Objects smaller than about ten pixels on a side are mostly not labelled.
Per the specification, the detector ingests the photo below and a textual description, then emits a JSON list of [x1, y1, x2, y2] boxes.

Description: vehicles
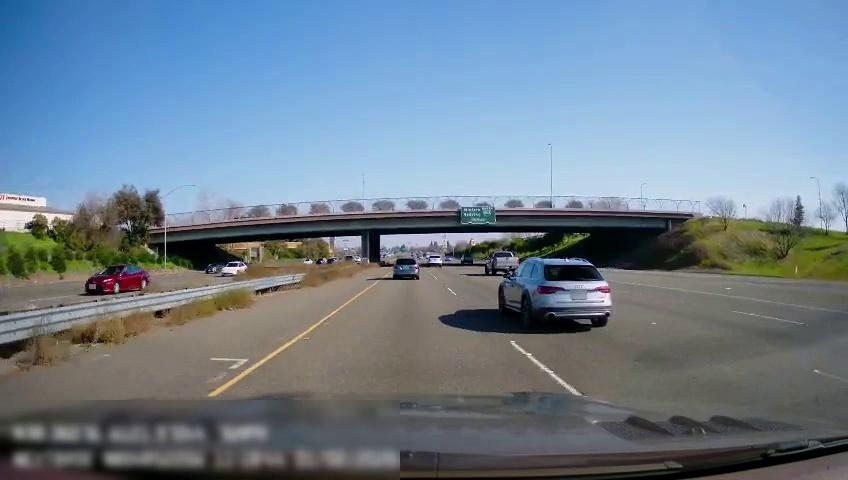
[[393, 257, 420, 280], [85, 264, 152, 295], [426, 254, 443, 267], [460, 254, 473, 265], [484, 250, 519, 275], [204, 263, 225, 275], [497, 256, 612, 330], [221, 261, 248, 278]]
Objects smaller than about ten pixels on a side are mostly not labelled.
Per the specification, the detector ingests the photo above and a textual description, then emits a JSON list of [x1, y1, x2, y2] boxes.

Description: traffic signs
[[460, 206, 495, 225]]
